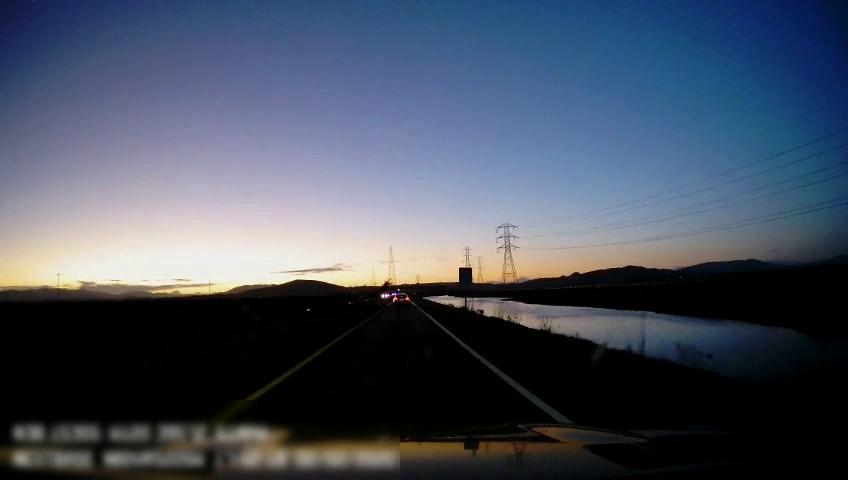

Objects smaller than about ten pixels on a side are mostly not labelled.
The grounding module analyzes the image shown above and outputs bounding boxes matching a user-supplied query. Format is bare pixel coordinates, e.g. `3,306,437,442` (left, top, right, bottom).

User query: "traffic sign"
459,267,473,286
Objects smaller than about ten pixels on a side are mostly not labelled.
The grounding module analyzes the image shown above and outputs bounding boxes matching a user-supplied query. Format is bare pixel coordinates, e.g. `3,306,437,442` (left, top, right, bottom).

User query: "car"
391,293,409,307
